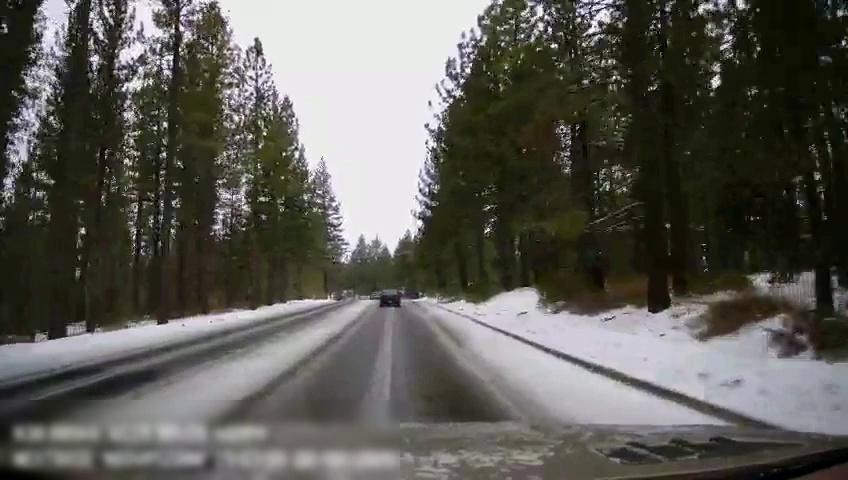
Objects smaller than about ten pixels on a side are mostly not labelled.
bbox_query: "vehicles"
[369,289,382,300]
[379,288,401,308]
